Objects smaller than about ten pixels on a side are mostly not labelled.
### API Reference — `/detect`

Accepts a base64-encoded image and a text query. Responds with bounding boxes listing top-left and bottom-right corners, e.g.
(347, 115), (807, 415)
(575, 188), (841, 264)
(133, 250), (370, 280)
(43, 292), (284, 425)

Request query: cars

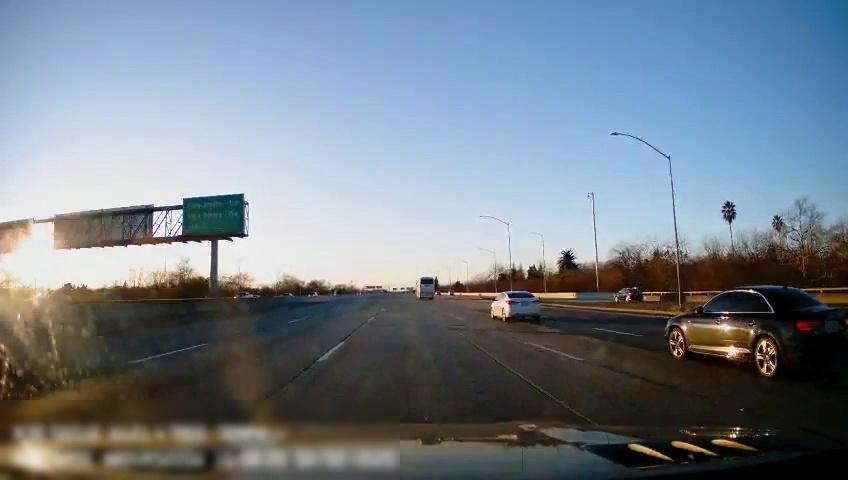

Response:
(234, 292), (254, 299)
(490, 290), (542, 323)
(613, 287), (644, 303)
(663, 285), (848, 380)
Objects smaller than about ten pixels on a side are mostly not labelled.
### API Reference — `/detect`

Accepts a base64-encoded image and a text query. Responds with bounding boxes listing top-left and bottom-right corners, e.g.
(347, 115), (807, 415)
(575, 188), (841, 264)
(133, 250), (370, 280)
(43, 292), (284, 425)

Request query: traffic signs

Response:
(182, 192), (245, 234)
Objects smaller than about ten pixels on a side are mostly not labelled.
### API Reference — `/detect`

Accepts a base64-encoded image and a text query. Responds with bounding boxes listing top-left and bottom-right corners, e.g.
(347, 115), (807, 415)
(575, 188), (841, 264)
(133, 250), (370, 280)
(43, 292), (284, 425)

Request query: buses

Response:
(415, 277), (435, 299)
